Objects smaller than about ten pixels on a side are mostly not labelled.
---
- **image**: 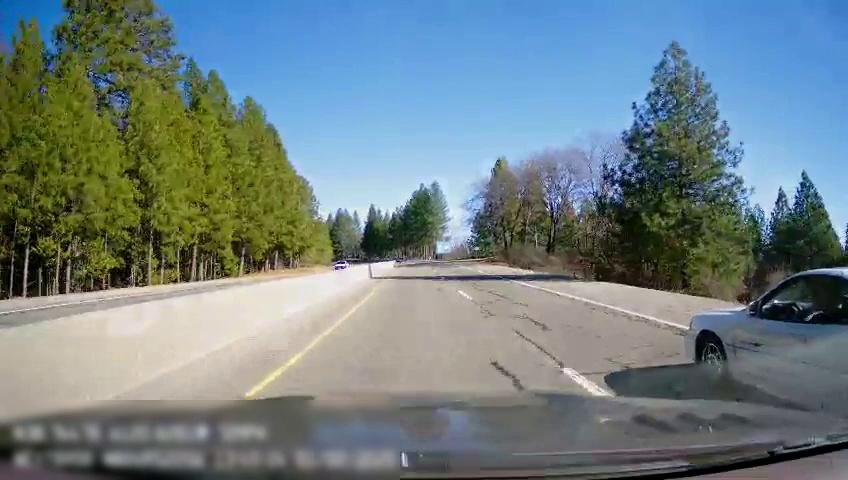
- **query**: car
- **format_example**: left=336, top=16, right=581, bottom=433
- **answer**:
left=685, top=268, right=848, bottom=411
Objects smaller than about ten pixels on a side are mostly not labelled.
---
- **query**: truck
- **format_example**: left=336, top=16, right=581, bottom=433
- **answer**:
left=334, top=259, right=352, bottom=271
